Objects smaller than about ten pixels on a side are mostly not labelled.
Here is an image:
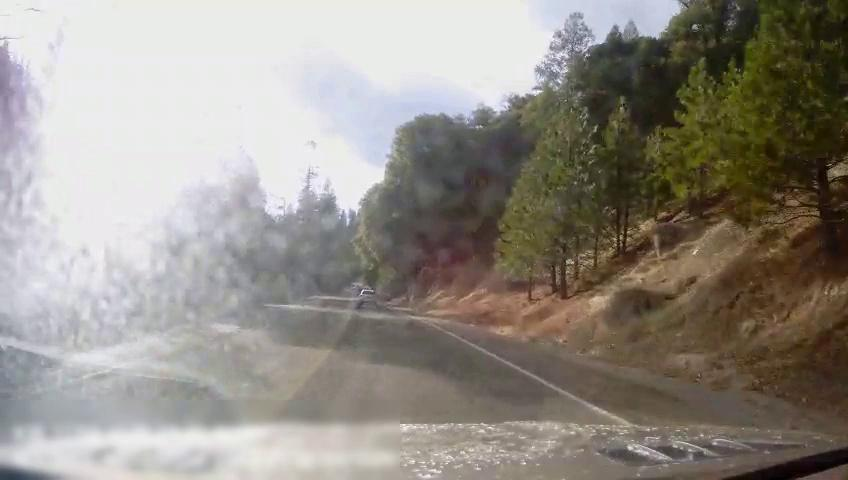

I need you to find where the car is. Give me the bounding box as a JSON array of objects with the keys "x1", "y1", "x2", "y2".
[{"x1": 358, "y1": 287, "x2": 377, "y2": 305}]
